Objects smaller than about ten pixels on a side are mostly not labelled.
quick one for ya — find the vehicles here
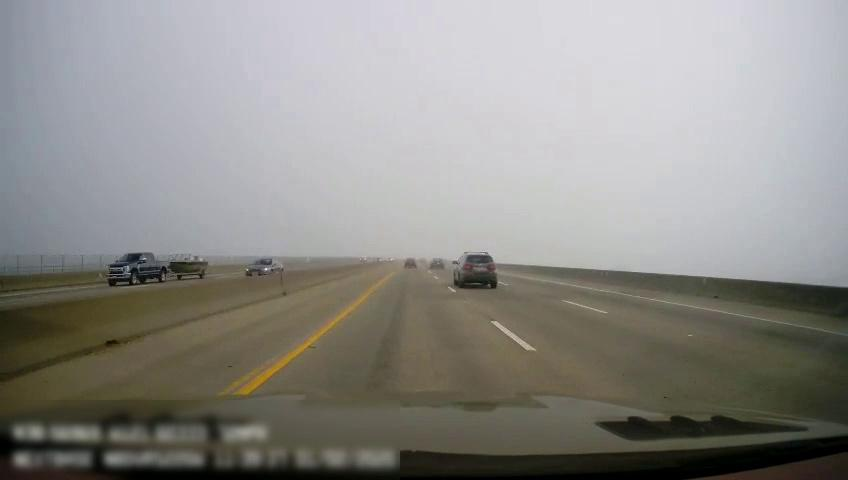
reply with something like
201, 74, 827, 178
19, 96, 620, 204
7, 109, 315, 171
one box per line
428, 258, 445, 270
451, 250, 499, 289
403, 257, 417, 269
105, 251, 171, 287
167, 255, 209, 281
244, 257, 286, 278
